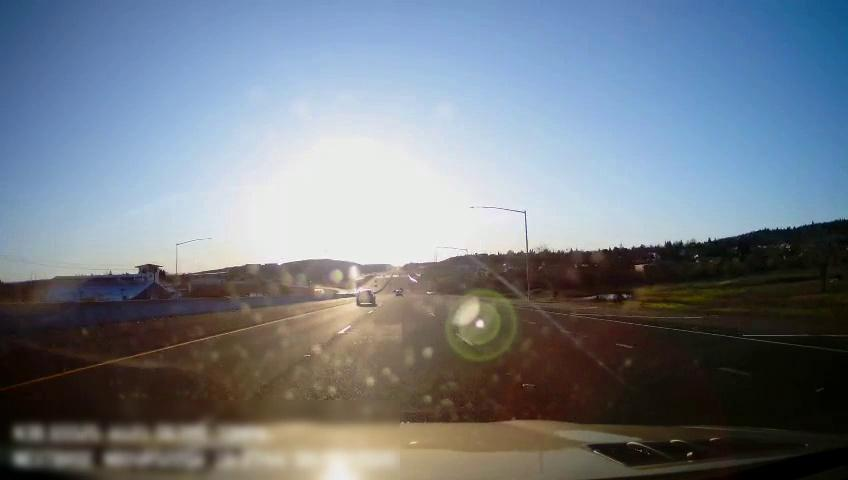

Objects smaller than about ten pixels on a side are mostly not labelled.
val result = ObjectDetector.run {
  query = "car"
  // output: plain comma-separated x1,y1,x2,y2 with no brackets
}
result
356,288,376,308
